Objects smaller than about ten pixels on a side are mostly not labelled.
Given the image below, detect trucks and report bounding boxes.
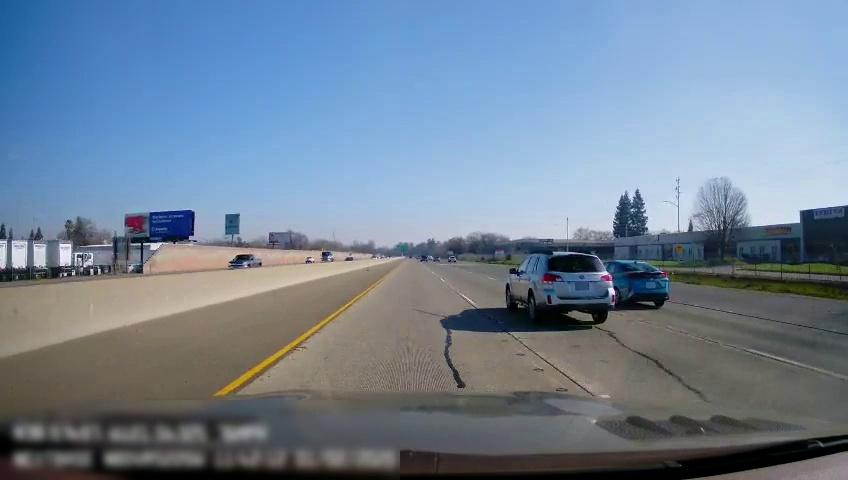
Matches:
[227,253,264,271]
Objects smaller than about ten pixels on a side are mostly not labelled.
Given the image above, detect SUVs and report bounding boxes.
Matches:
[504,251,614,328]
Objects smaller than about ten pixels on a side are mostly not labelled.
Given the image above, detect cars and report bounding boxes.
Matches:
[305,256,315,264]
[599,258,672,309]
